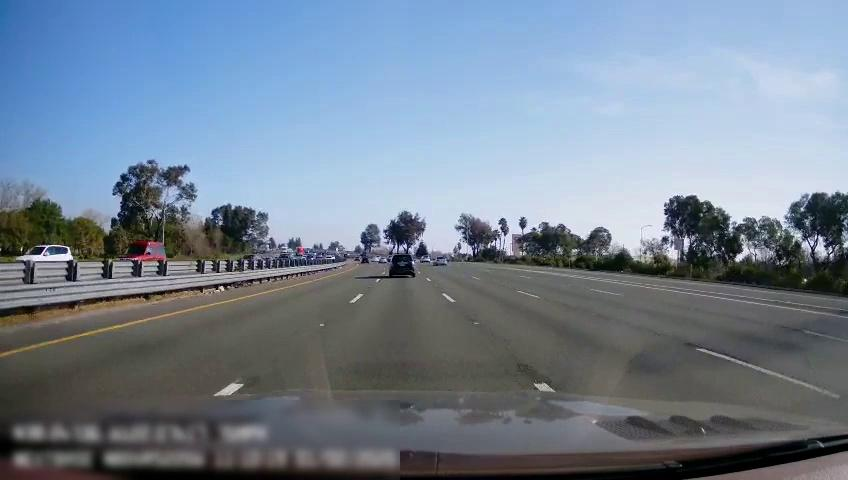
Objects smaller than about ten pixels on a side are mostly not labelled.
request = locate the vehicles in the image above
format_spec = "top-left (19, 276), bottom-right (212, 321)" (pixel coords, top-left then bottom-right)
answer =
top-left (14, 243), bottom-right (73, 263)
top-left (114, 240), bottom-right (167, 262)
top-left (432, 256), bottom-right (447, 267)
top-left (278, 254), bottom-right (292, 259)
top-left (419, 255), bottom-right (431, 264)
top-left (387, 253), bottom-right (417, 279)
top-left (238, 254), bottom-right (264, 260)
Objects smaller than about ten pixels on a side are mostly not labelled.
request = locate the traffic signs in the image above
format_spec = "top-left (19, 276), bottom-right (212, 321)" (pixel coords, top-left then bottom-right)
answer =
top-left (673, 238), bottom-right (682, 251)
